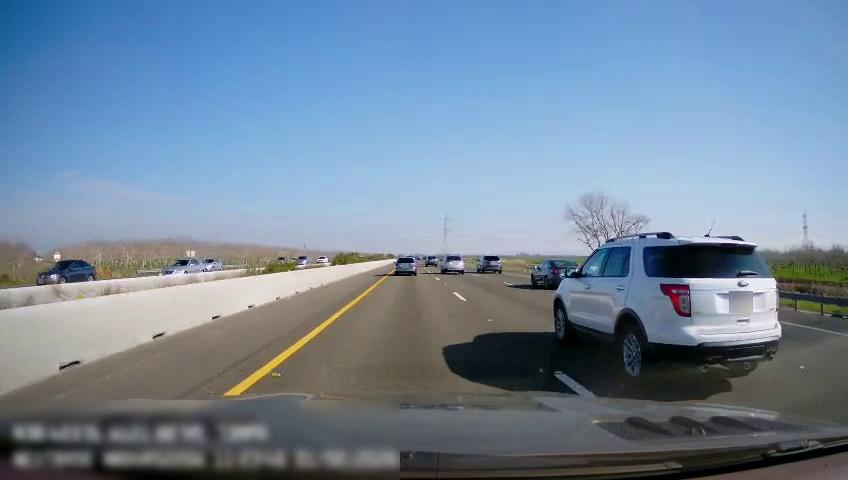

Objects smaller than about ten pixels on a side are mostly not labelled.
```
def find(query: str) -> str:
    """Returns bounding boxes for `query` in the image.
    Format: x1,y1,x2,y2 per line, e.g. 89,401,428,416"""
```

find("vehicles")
477,254,503,273
36,259,97,286
440,254,465,275
425,255,439,268
551,231,781,382
201,258,224,273
160,257,202,276
530,259,575,290
316,256,329,264
393,256,418,276
294,255,314,265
